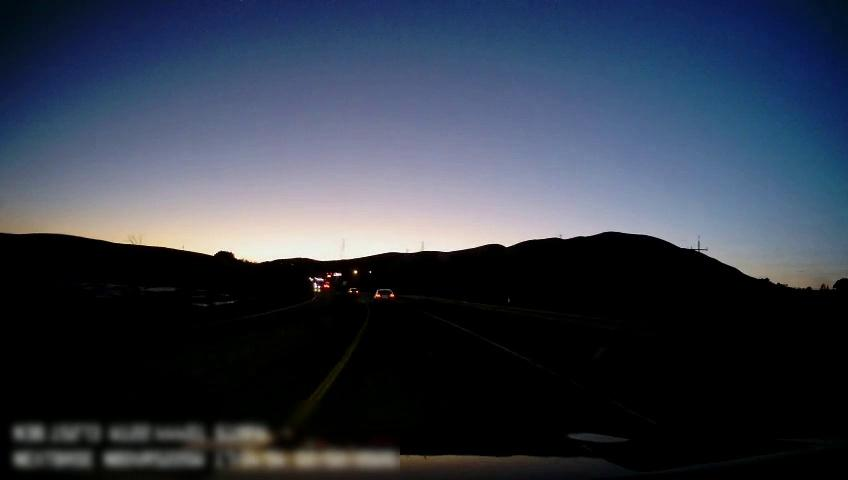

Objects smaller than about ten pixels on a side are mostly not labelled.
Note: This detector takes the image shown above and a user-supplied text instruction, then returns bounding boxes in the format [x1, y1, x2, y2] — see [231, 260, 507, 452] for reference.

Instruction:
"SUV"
[347, 287, 360, 296]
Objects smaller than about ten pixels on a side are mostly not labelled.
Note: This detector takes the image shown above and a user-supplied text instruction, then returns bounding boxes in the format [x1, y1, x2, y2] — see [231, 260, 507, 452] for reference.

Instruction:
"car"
[373, 288, 395, 303]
